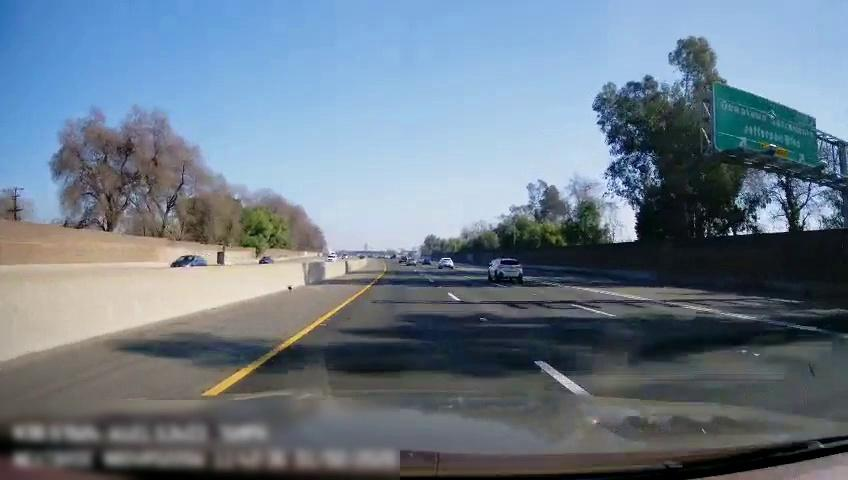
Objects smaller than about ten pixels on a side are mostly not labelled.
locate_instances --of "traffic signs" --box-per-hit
[711,80,820,172]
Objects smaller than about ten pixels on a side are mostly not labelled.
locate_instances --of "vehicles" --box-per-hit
[486,257,524,284]
[169,254,209,269]
[257,256,274,265]
[326,255,338,263]
[438,258,453,269]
